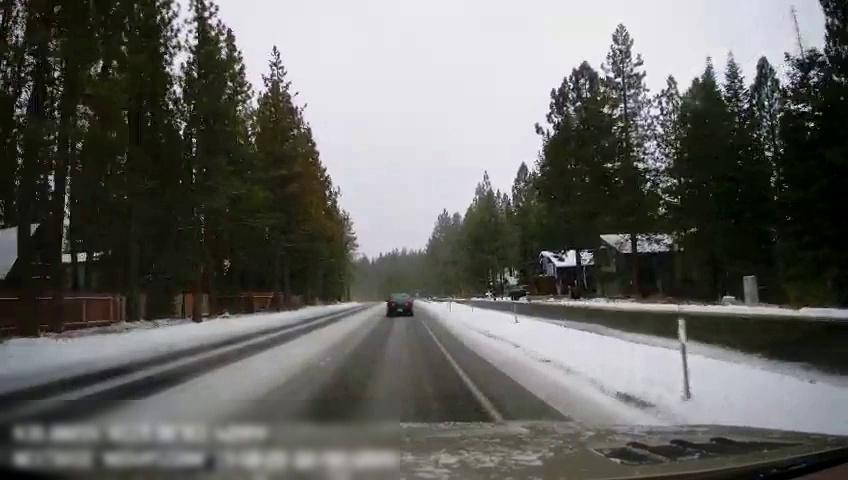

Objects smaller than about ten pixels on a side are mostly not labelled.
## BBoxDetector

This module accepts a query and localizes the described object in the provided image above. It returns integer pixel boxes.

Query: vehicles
[386,293,414,318]
[508,284,529,301]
